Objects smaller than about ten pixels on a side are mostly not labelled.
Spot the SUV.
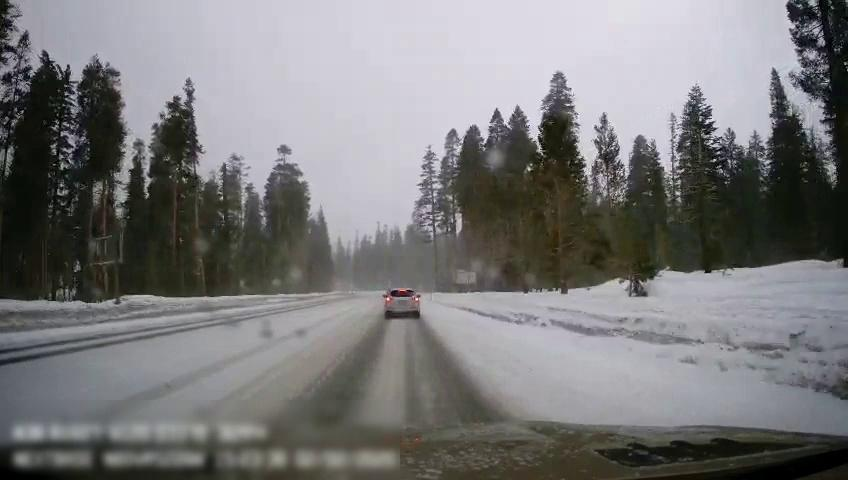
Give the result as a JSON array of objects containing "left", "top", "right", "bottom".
[{"left": 382, "top": 289, "right": 421, "bottom": 319}]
